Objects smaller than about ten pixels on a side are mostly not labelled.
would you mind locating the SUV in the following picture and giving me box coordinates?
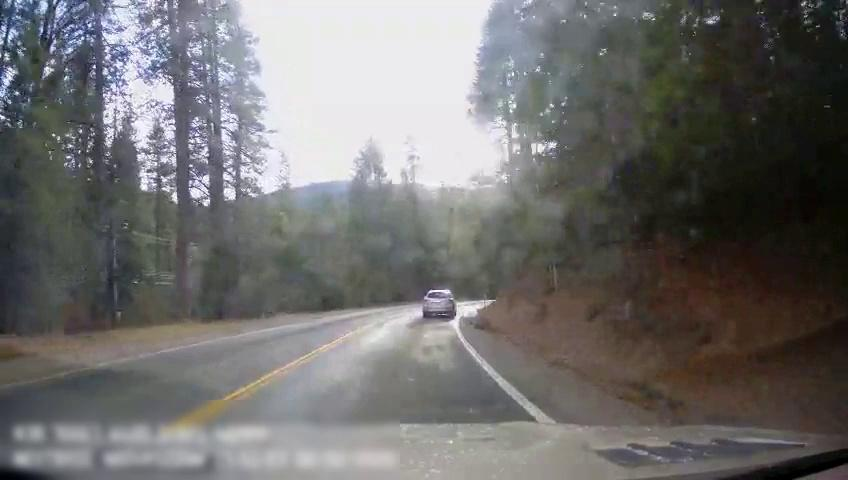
[421,289,457,319]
